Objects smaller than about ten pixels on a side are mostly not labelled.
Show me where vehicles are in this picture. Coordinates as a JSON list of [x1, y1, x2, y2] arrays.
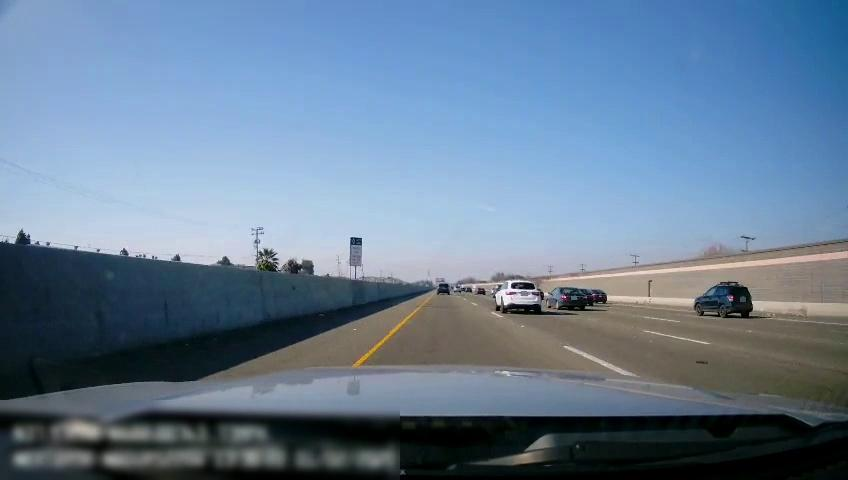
[[576, 288, 595, 305], [588, 289, 608, 304], [436, 282, 450, 296], [492, 284, 502, 298], [495, 279, 543, 313], [474, 287, 486, 295], [545, 287, 586, 311], [693, 284, 753, 318]]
